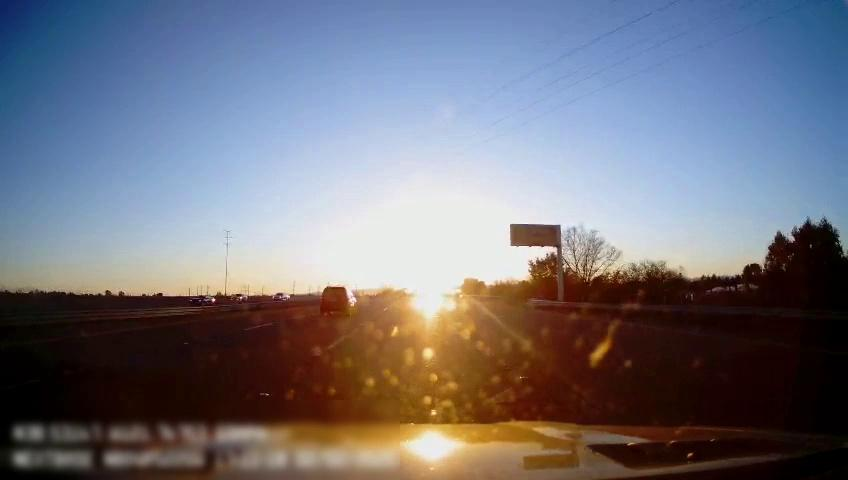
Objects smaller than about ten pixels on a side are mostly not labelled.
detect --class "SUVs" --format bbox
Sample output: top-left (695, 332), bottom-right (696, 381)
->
top-left (230, 293), bottom-right (248, 303)
top-left (320, 285), bottom-right (357, 316)
top-left (272, 292), bottom-right (291, 302)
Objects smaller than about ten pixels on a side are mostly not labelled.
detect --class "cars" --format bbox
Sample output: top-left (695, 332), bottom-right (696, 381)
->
top-left (188, 294), bottom-right (216, 306)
